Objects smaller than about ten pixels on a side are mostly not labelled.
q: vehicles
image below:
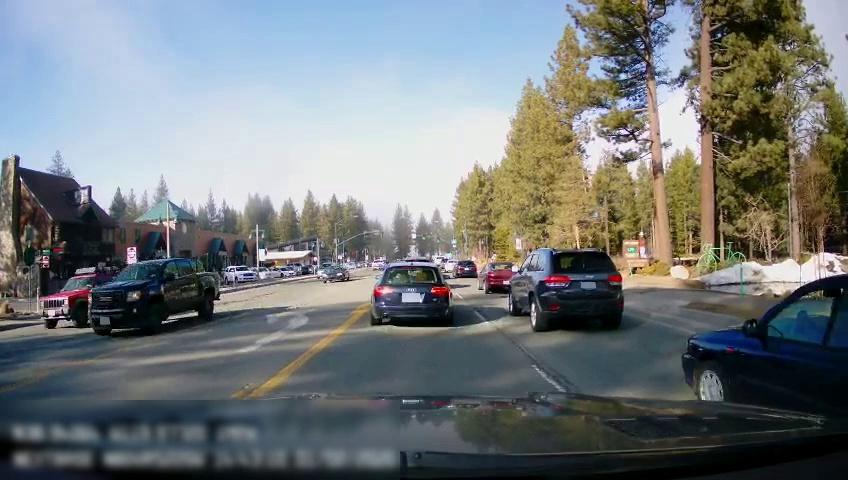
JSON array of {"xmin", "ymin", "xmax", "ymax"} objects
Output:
[
  {"xmin": 456, "ymin": 261, "xmax": 478, "ymax": 279},
  {"xmin": 253, "ymin": 268, "xmax": 270, "ymax": 281},
  {"xmin": 268, "ymin": 266, "xmax": 296, "ymax": 279},
  {"xmin": 316, "ymin": 262, "xmax": 334, "ymax": 279},
  {"xmin": 508, "ymin": 248, "xmax": 624, "ymax": 331},
  {"xmin": 89, "ymin": 258, "xmax": 219, "ymax": 337},
  {"xmin": 681, "ymin": 274, "xmax": 848, "ymax": 420},
  {"xmin": 326, "ymin": 266, "xmax": 349, "ymax": 282},
  {"xmin": 372, "ymin": 259, "xmax": 387, "ymax": 271},
  {"xmin": 40, "ymin": 270, "xmax": 123, "ymax": 330},
  {"xmin": 398, "ymin": 256, "xmax": 434, "ymax": 267},
  {"xmin": 370, "ymin": 264, "xmax": 454, "ymax": 327},
  {"xmin": 479, "ymin": 260, "xmax": 519, "ymax": 293},
  {"xmin": 439, "ymin": 261, "xmax": 456, "ymax": 275},
  {"xmin": 223, "ymin": 265, "xmax": 257, "ymax": 285}
]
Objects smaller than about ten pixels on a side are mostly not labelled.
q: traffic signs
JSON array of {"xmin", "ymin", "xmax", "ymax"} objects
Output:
[{"xmin": 125, "ymin": 245, "xmax": 138, "ymax": 264}]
